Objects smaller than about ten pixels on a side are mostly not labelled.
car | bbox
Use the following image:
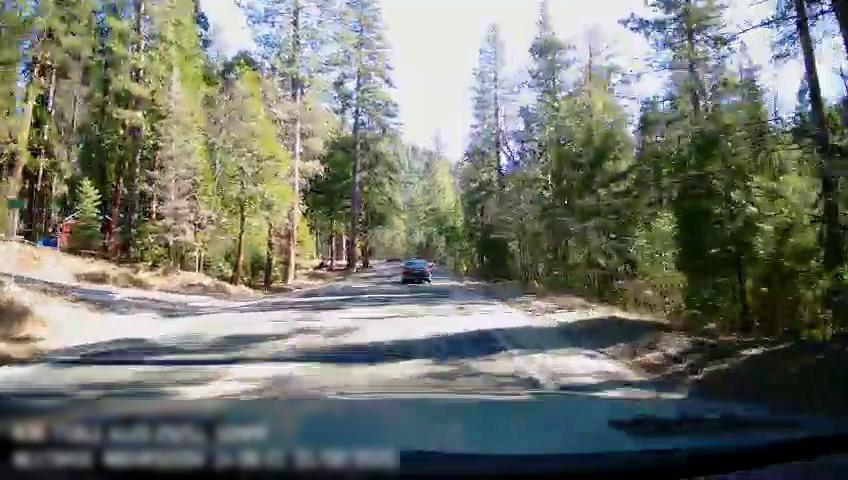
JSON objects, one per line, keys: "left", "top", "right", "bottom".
{"left": 399, "top": 258, "right": 434, "bottom": 284}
